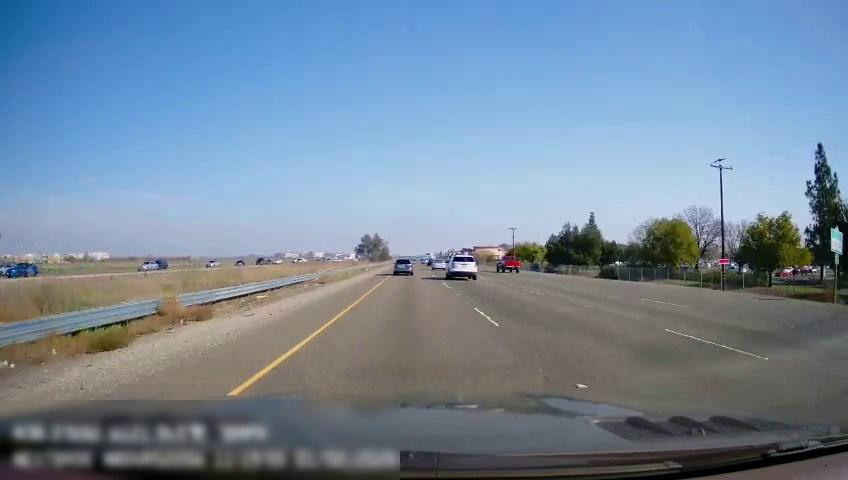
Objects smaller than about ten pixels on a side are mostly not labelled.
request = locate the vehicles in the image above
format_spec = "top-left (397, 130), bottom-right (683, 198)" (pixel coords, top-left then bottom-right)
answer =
top-left (444, 255), bottom-right (478, 281)
top-left (204, 259), bottom-right (221, 269)
top-left (392, 259), bottom-right (414, 276)
top-left (431, 258), bottom-right (446, 271)
top-left (154, 259), bottom-right (169, 271)
top-left (136, 260), bottom-right (159, 273)
top-left (495, 255), bottom-right (521, 273)
top-left (0, 263), bottom-right (14, 278)
top-left (255, 257), bottom-right (267, 266)
top-left (4, 262), bottom-right (39, 280)
top-left (233, 259), bottom-right (247, 267)
top-left (271, 258), bottom-right (283, 265)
